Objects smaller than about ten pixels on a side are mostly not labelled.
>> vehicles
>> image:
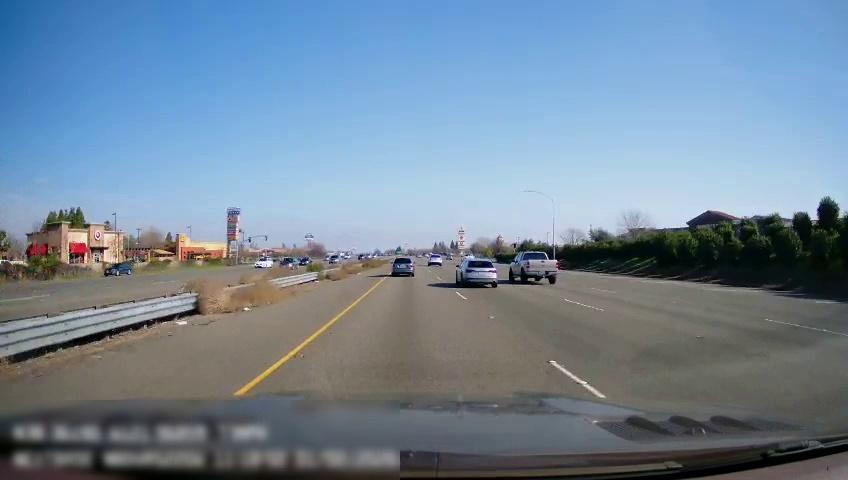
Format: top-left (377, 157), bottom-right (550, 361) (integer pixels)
top-left (298, 257), bottom-right (313, 266)
top-left (509, 251), bottom-right (559, 284)
top-left (279, 257), bottom-right (299, 271)
top-left (328, 254), bottom-right (341, 264)
top-left (461, 254), bottom-right (476, 260)
top-left (254, 258), bottom-right (273, 270)
top-left (455, 258), bottom-right (499, 288)
top-left (427, 254), bottom-right (443, 267)
top-left (389, 258), bottom-right (417, 278)
top-left (104, 264), bottom-right (132, 277)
